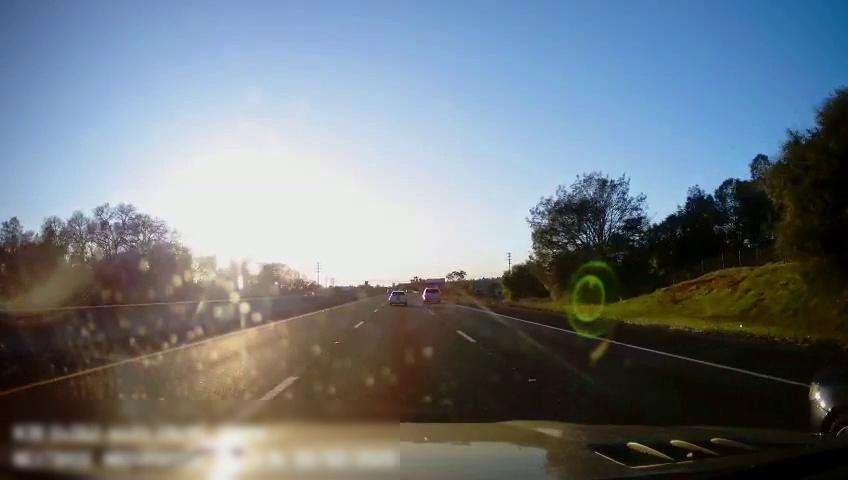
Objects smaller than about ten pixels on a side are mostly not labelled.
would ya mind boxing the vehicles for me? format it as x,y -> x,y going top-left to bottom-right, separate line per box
807,347 -> 848,438
303,291 -> 316,296
421,287 -> 443,304
389,290 -> 409,306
